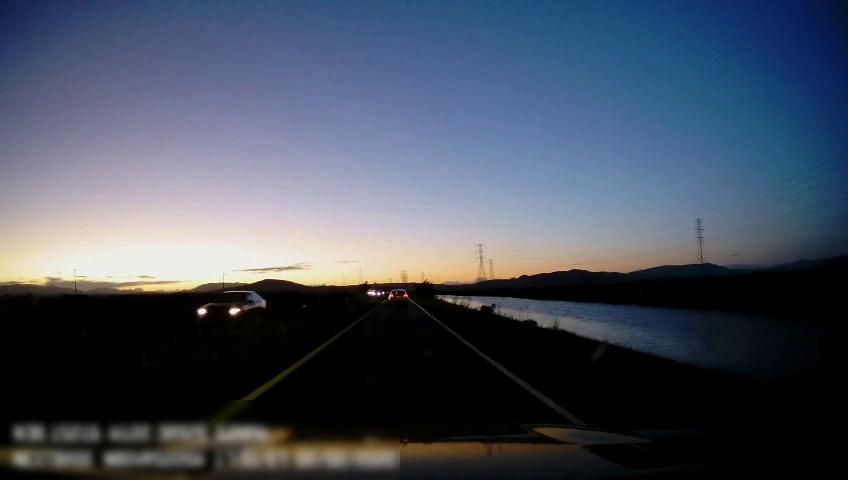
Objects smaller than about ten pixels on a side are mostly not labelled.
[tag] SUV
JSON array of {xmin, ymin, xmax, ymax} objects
[{"xmin": 195, "ymin": 290, "xmax": 267, "ymax": 328}]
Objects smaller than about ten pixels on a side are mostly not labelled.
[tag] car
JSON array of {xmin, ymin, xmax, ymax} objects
[{"xmin": 388, "ymin": 288, "xmax": 409, "ymax": 305}]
